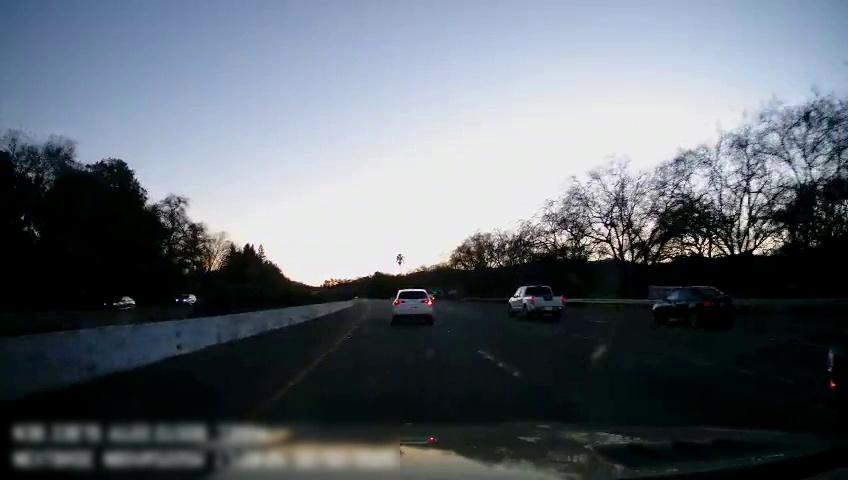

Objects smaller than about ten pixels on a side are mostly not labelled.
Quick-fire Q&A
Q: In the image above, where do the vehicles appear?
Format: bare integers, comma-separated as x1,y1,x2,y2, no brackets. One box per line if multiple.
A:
652,286,734,329
508,285,566,321
175,293,198,306
102,296,136,312
391,289,433,325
